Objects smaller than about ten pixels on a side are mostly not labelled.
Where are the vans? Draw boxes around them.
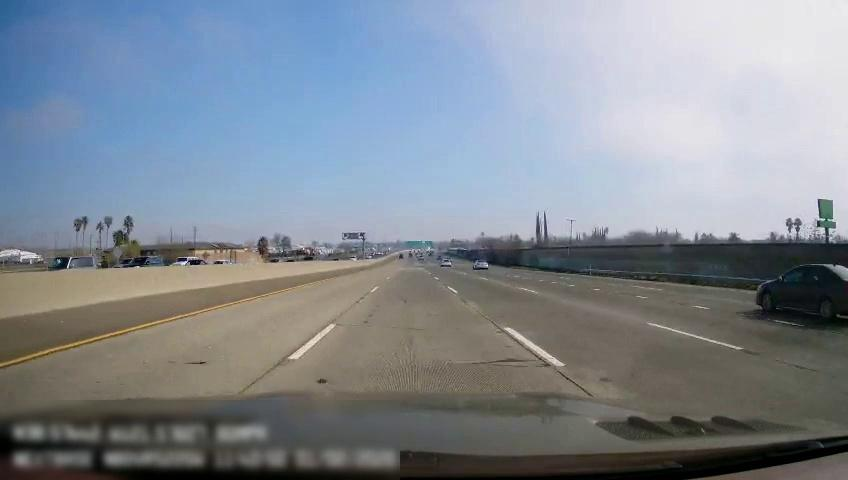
[46,255,99,272]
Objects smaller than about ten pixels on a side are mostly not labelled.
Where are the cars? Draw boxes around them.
[185,259,208,267]
[755,263,848,324]
[472,260,489,271]
[112,257,135,269]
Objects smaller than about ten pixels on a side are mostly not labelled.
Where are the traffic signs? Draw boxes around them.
[407,240,422,247]
[346,232,359,240]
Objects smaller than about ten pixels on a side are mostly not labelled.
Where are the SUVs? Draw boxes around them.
[213,259,233,265]
[124,256,165,268]
[440,258,452,267]
[169,256,199,267]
